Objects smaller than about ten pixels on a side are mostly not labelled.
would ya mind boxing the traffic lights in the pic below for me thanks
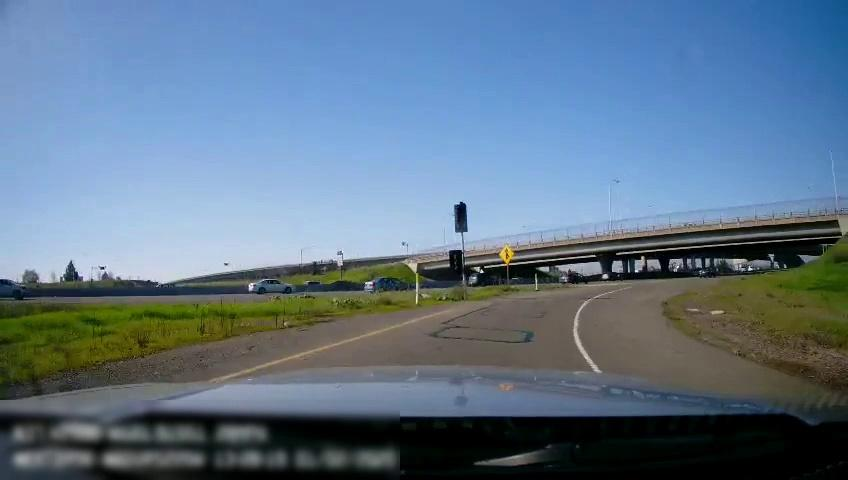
[454,203,468,232]
[449,250,462,272]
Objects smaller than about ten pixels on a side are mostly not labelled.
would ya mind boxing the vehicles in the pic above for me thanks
[248,278,296,295]
[0,278,29,299]
[364,276,407,293]
[697,265,717,278]
[602,271,619,282]
[558,269,583,285]
[468,272,504,288]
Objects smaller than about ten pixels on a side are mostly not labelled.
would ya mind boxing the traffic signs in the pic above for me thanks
[500,247,515,264]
